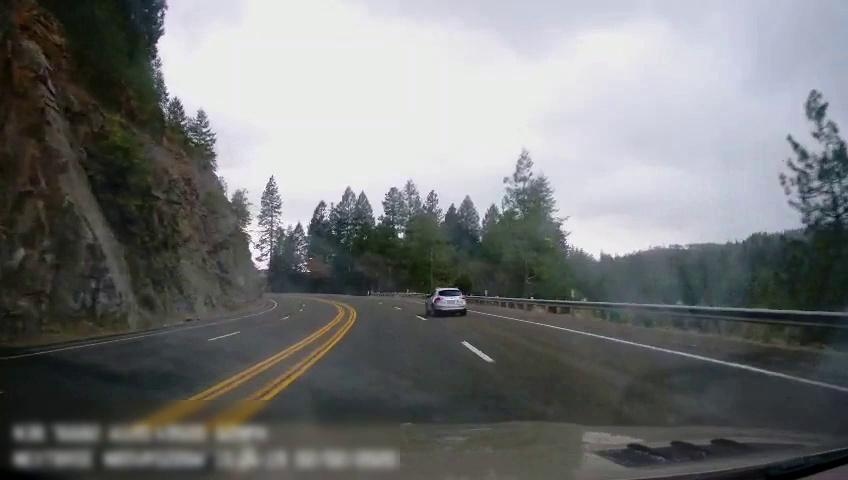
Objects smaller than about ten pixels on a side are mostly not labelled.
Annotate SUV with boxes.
[425,287,467,318]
